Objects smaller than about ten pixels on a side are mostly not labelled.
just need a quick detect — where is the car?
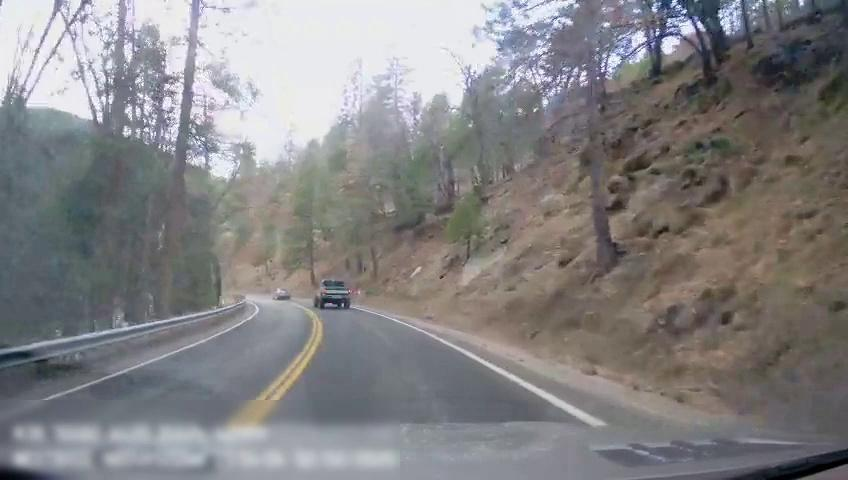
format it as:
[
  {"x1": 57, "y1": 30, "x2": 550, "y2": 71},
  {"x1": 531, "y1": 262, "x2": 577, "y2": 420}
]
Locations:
[{"x1": 272, "y1": 288, "x2": 291, "y2": 301}]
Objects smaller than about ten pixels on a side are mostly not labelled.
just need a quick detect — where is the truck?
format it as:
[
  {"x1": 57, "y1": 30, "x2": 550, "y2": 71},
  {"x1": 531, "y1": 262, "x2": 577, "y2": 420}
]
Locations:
[{"x1": 314, "y1": 279, "x2": 352, "y2": 310}]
